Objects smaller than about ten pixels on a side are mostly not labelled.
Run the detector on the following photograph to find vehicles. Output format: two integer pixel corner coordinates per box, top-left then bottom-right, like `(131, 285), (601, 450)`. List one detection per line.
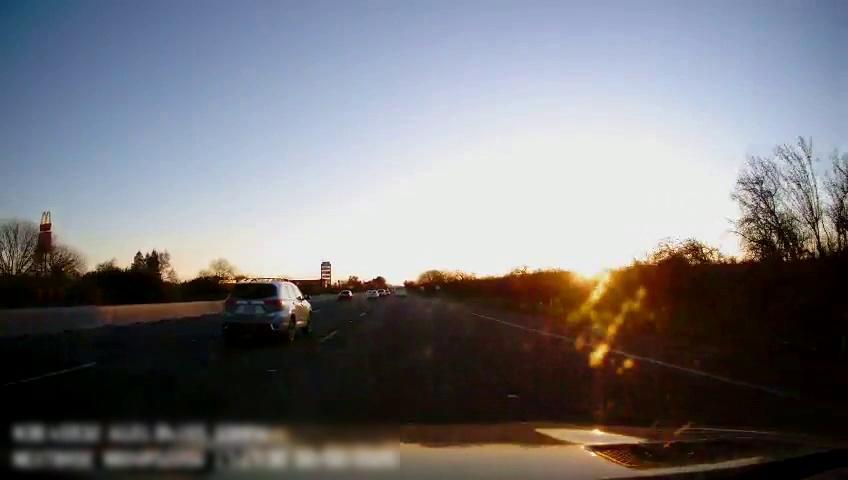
(338, 289), (353, 302)
(367, 289), (380, 300)
(395, 287), (407, 298)
(224, 277), (315, 345)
